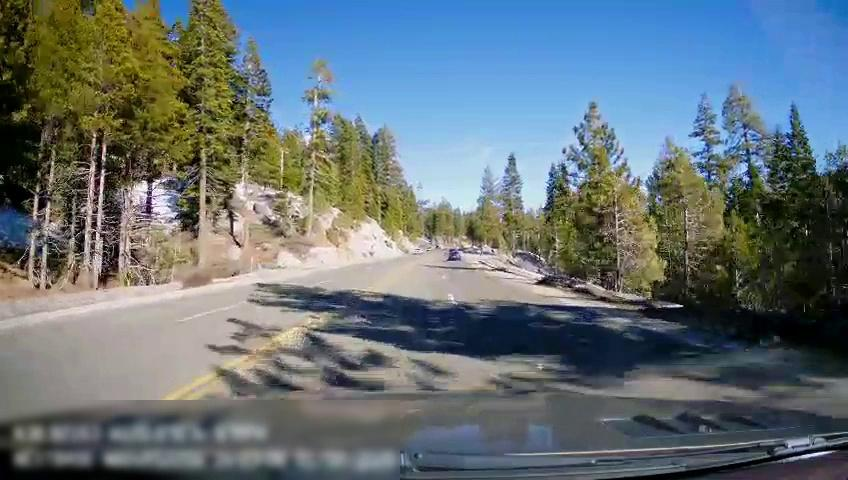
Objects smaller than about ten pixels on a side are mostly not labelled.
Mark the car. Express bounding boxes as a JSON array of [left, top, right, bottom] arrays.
[[447, 250, 461, 262]]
